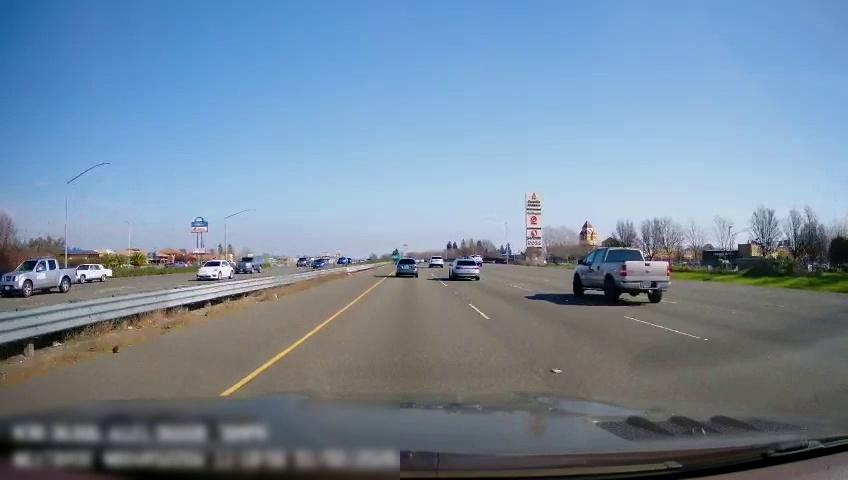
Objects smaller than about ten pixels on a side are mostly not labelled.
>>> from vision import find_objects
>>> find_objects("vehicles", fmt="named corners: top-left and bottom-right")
top-left (468, 254), bottom-right (482, 267)
top-left (428, 254), bottom-right (443, 267)
top-left (76, 263), bottom-right (113, 284)
top-left (448, 258), bottom-right (481, 282)
top-left (395, 258), bottom-right (418, 277)
top-left (0, 259), bottom-right (78, 298)
top-left (572, 247), bottom-right (671, 304)
top-left (295, 257), bottom-right (311, 268)
top-left (234, 256), bottom-right (262, 275)
top-left (312, 258), bottom-right (329, 270)
top-left (195, 260), bottom-right (234, 281)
